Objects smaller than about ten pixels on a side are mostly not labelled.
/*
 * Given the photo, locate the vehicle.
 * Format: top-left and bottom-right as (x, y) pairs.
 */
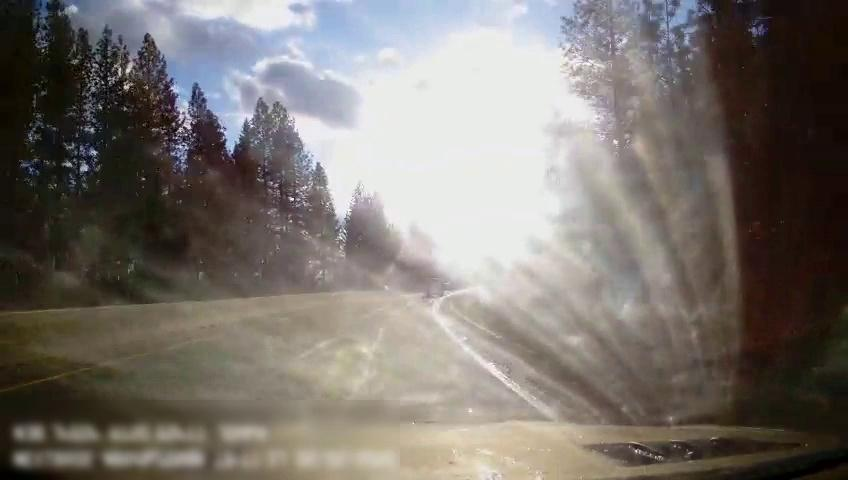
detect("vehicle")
(424, 279), (444, 299)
